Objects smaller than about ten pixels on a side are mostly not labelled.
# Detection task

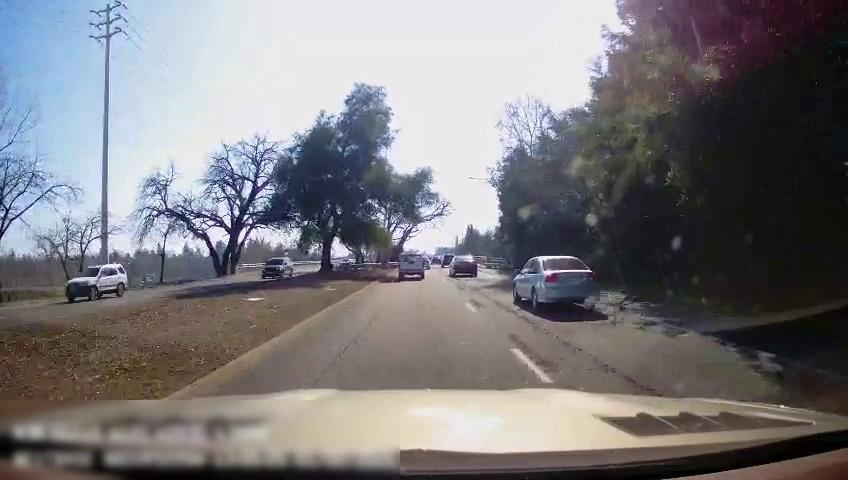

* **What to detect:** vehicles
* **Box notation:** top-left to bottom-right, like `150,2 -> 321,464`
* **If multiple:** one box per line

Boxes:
448,254 -> 478,277
397,250 -> 426,280
261,256 -> 295,280
340,258 -> 354,266
440,253 -> 455,268
430,254 -> 441,265
64,263 -> 129,303
423,256 -> 432,270
511,254 -> 596,314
